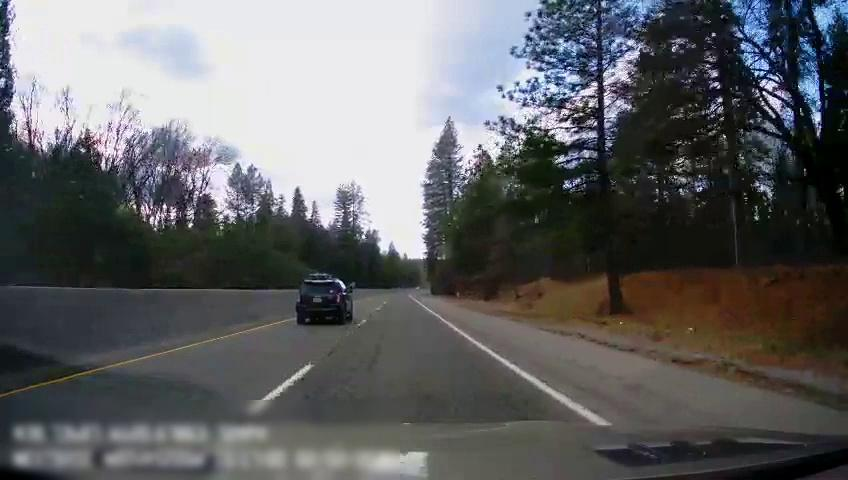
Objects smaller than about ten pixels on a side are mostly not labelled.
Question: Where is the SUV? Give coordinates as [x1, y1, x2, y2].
[295, 278, 353, 326]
